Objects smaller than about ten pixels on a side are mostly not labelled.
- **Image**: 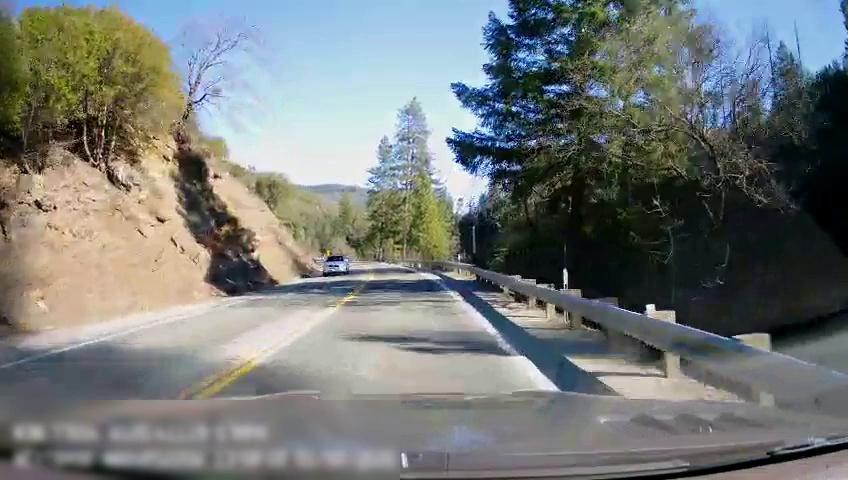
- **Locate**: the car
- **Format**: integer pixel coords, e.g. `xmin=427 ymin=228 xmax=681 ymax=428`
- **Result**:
xmin=320 ymin=255 xmax=352 ymax=277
